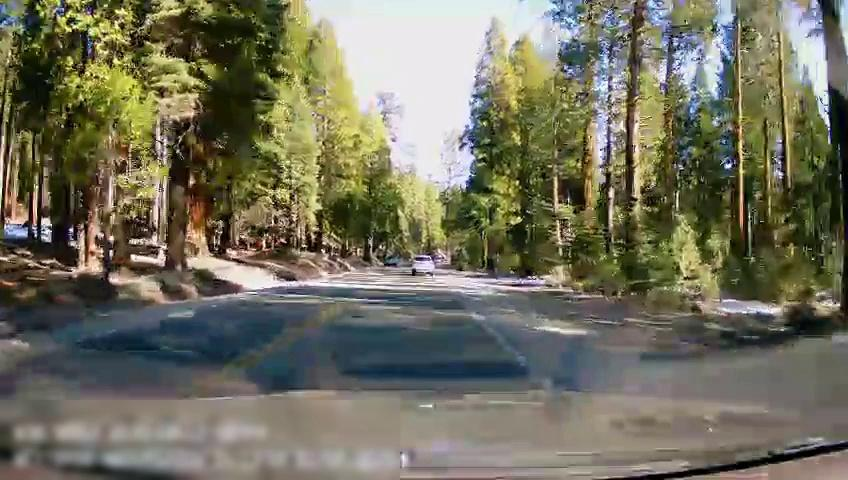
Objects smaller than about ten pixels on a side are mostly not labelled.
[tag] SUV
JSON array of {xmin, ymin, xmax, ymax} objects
[{"xmin": 411, "ymin": 255, "xmax": 435, "ymax": 277}]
